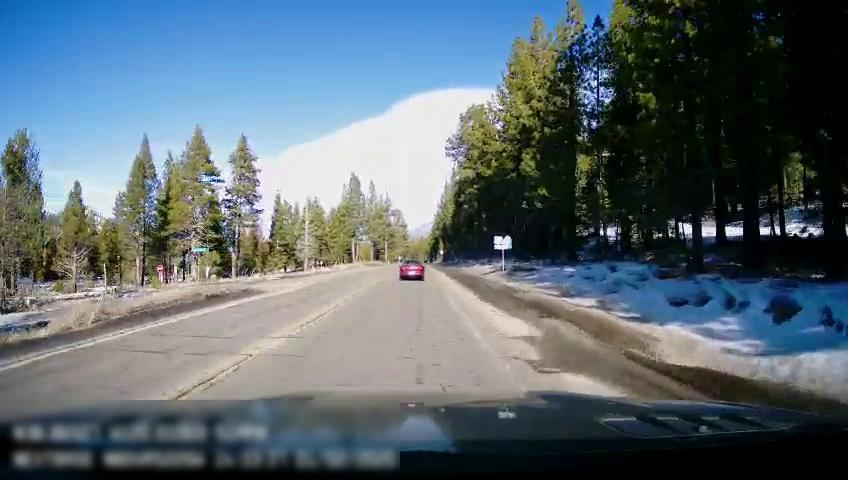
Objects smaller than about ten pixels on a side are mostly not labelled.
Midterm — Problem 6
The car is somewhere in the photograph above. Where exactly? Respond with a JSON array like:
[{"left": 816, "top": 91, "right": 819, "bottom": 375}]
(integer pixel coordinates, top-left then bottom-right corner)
[{"left": 398, "top": 257, "right": 425, "bottom": 282}]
